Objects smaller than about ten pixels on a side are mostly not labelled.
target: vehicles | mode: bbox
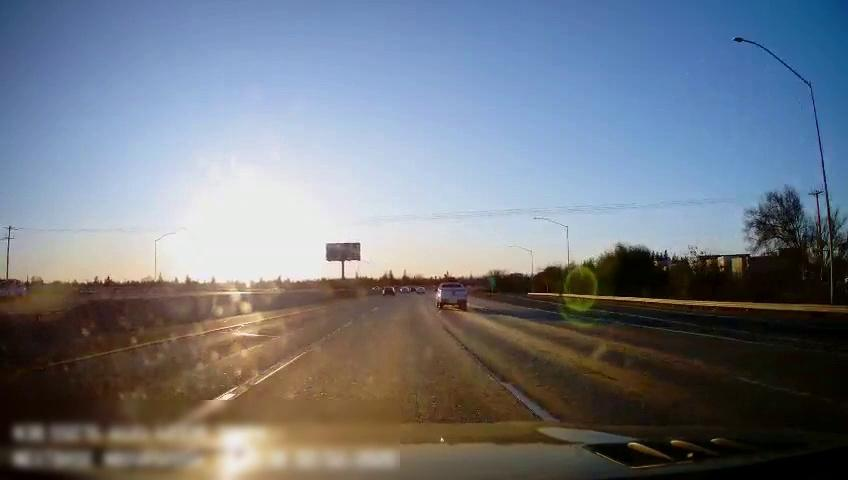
[399,286,411,294]
[415,287,427,296]
[0,278,26,302]
[381,285,396,297]
[436,282,468,311]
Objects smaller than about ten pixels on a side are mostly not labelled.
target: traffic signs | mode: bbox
[489,276,497,288]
